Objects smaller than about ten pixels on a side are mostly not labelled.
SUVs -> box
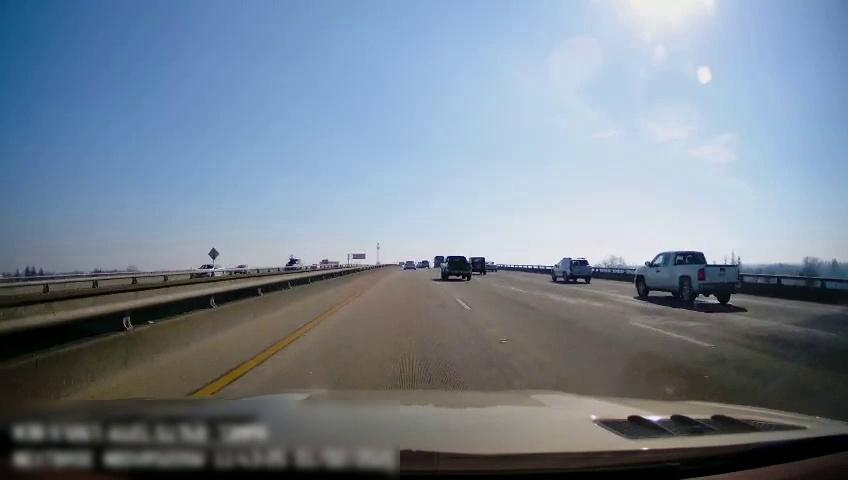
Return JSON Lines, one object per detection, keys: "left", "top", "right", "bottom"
{"left": 551, "top": 256, "right": 593, "bottom": 284}
{"left": 466, "top": 256, "right": 486, "bottom": 274}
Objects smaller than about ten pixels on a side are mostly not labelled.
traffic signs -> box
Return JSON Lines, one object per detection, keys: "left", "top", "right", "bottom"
{"left": 352, "top": 253, "right": 366, "bottom": 259}
{"left": 208, "top": 248, "right": 219, "bottom": 260}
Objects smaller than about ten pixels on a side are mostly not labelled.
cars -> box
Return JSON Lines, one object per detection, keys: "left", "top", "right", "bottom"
{"left": 485, "top": 262, "right": 498, "bottom": 273}
{"left": 419, "top": 260, "right": 430, "bottom": 269}
{"left": 404, "top": 261, "right": 416, "bottom": 270}
{"left": 190, "top": 263, "right": 227, "bottom": 279}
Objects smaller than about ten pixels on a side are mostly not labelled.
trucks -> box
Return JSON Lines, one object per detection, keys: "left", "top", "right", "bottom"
{"left": 441, "top": 256, "right": 472, "bottom": 280}
{"left": 633, "top": 251, "right": 743, "bottom": 306}
{"left": 233, "top": 264, "right": 252, "bottom": 274}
